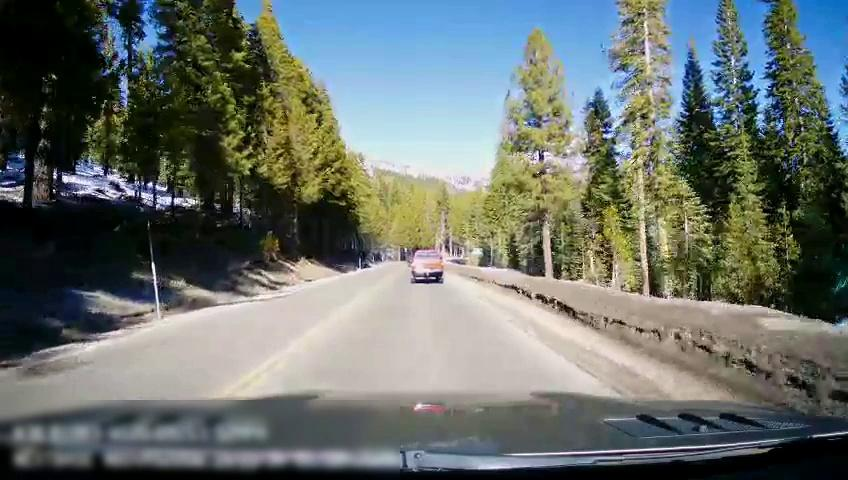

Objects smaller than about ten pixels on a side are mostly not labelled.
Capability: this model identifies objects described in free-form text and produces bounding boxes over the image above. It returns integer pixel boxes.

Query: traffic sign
[471,247,484,257]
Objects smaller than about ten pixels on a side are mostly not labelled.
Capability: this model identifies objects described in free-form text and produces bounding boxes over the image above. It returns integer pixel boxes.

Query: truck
[410,249,444,284]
